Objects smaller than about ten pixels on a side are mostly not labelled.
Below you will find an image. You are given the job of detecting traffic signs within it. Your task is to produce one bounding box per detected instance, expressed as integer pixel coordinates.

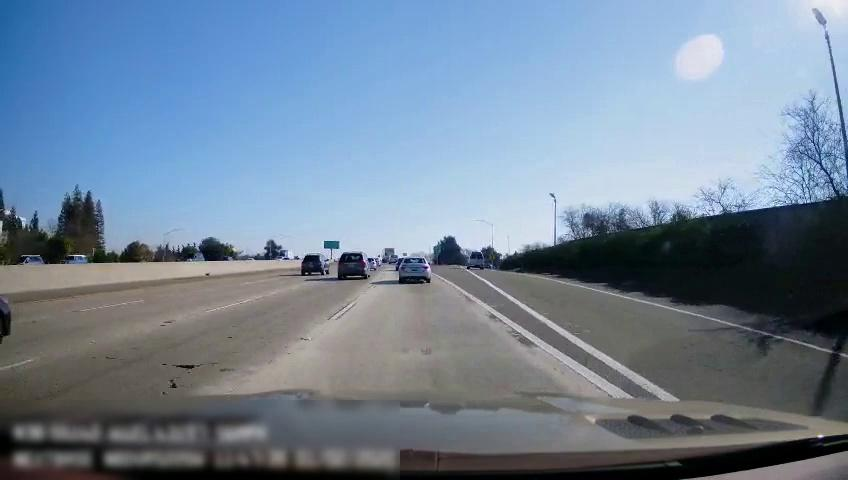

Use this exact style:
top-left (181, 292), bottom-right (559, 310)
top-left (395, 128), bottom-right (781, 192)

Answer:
top-left (324, 240), bottom-right (339, 249)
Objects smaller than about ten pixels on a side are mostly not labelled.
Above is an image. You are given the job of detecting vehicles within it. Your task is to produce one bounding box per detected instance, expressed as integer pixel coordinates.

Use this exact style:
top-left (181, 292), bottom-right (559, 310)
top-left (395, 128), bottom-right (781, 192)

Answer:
top-left (466, 252), bottom-right (487, 270)
top-left (8, 254), bottom-right (45, 266)
top-left (175, 252), bottom-right (205, 262)
top-left (299, 254), bottom-right (331, 277)
top-left (366, 256), bottom-right (378, 271)
top-left (383, 247), bottom-right (395, 263)
top-left (0, 295), bottom-right (13, 343)
top-left (336, 251), bottom-right (372, 281)
top-left (397, 256), bottom-right (432, 285)
top-left (57, 255), bottom-right (90, 264)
